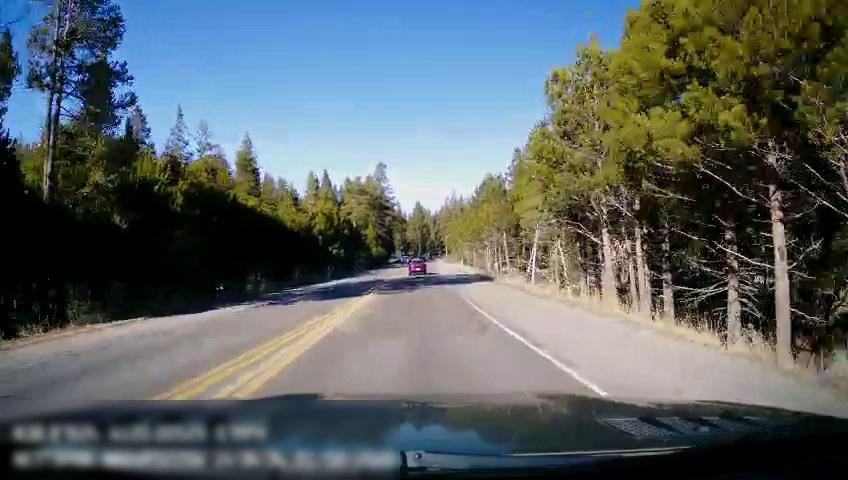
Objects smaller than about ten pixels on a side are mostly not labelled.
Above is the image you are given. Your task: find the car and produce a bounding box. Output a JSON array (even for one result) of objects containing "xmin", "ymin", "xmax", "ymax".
[{"xmin": 408, "ymin": 260, "xmax": 427, "ymax": 276}]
